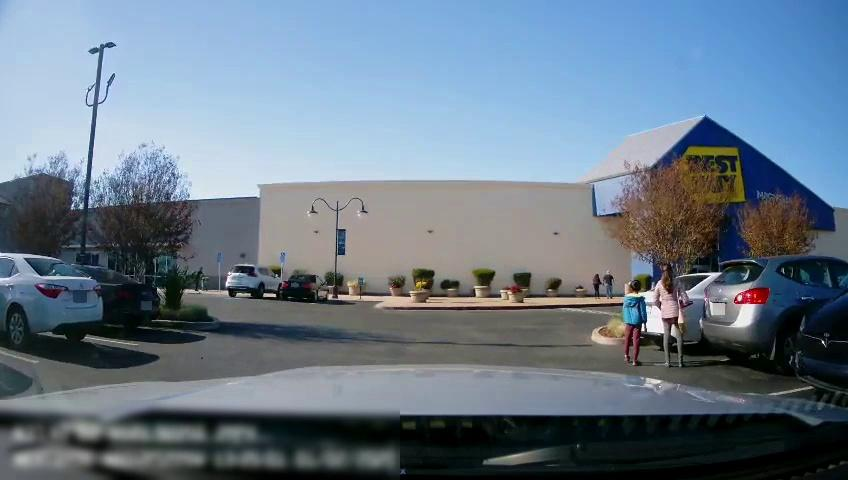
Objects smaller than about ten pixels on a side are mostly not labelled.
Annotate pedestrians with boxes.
[603,271,615,300]
[654,266,691,369]
[195,267,203,292]
[621,279,648,368]
[592,272,601,297]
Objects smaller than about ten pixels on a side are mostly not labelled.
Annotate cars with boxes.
[279,273,329,303]
[64,265,157,332]
[0,254,105,351]
[628,271,755,356]
[788,289,848,397]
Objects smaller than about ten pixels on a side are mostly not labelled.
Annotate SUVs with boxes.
[225,264,282,299]
[704,255,848,375]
